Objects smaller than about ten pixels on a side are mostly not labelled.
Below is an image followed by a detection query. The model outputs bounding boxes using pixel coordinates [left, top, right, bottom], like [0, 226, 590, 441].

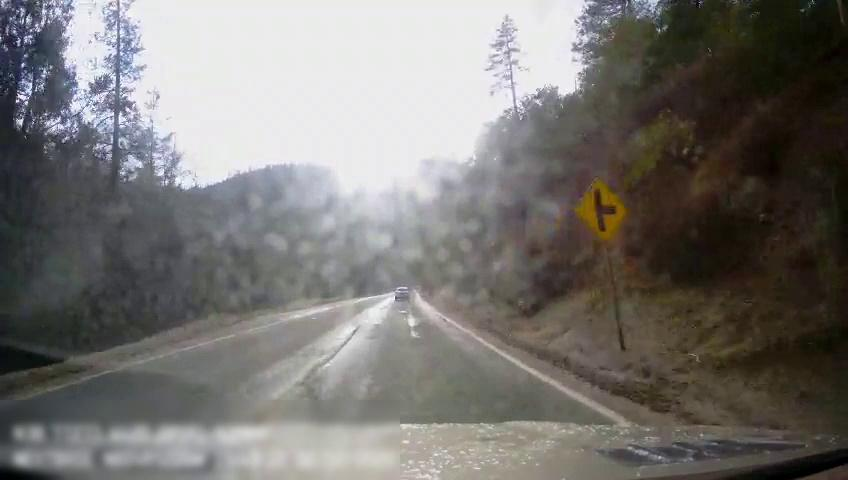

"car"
[394, 286, 410, 302]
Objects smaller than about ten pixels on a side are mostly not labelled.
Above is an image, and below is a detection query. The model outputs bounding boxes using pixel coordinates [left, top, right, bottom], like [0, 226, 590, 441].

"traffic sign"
[574, 176, 628, 240]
